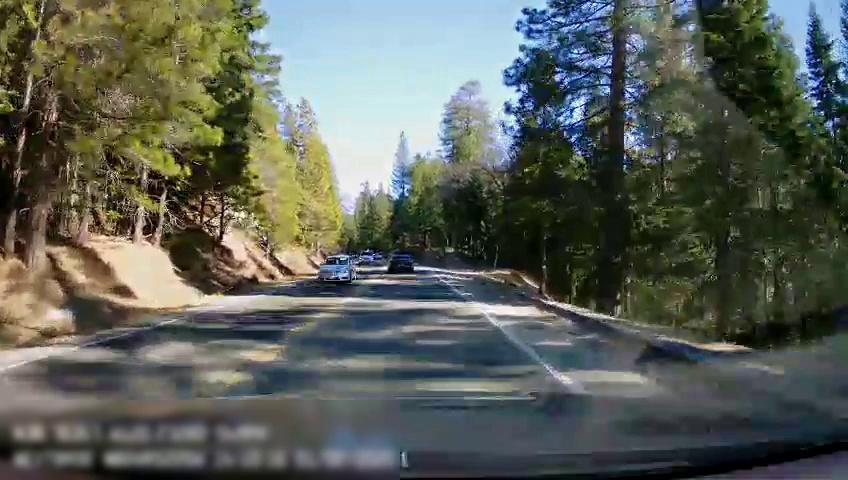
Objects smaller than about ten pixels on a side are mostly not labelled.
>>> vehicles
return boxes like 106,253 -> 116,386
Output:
358,251 -> 375,264
320,256 -> 352,280
388,251 -> 416,274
